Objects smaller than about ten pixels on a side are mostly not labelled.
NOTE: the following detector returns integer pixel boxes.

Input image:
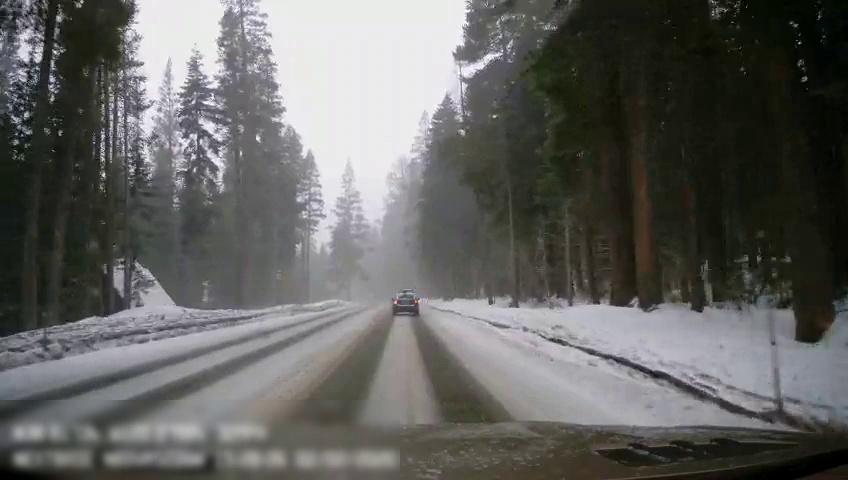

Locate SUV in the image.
[391,288,420,316]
